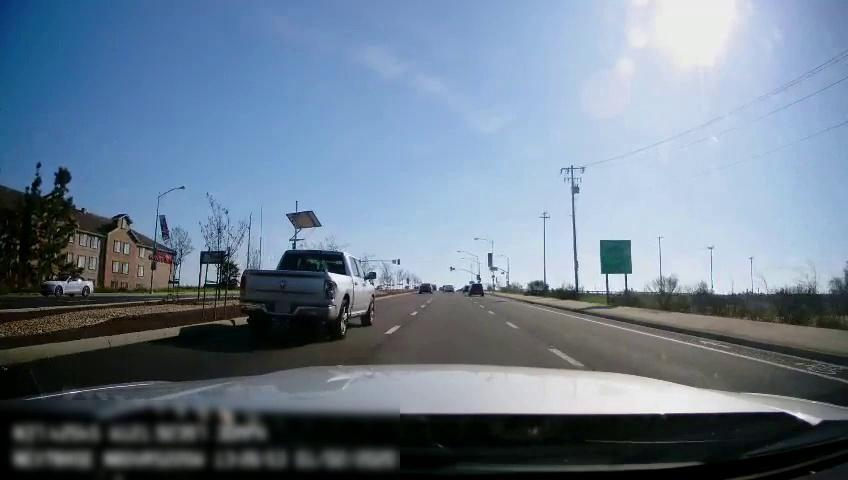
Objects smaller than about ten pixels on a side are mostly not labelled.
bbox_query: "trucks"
[239,248,377,339]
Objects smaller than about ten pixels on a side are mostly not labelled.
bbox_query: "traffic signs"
[599,239,633,275]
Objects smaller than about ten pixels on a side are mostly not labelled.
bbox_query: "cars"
[38,272,94,298]
[418,283,433,295]
[468,283,485,297]
[443,284,455,293]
